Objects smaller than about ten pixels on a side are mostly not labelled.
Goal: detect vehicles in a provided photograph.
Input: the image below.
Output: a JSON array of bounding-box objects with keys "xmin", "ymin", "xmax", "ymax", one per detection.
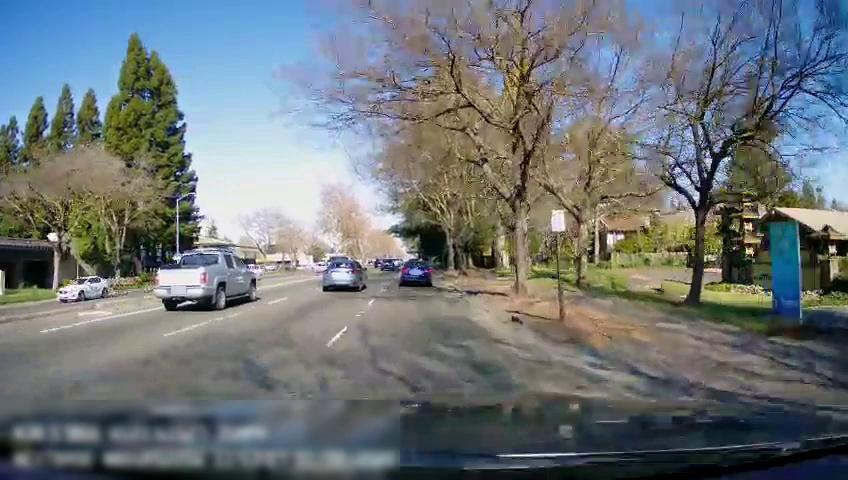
[
  {"xmin": 380, "ymin": 258, "xmax": 395, "ymax": 270},
  {"xmin": 152, "ymin": 243, "xmax": 260, "ymax": 313},
  {"xmin": 398, "ymin": 259, "xmax": 432, "ymax": 286},
  {"xmin": 392, "ymin": 258, "xmax": 400, "ymax": 266},
  {"xmin": 320, "ymin": 254, "xmax": 369, "ymax": 293},
  {"xmin": 56, "ymin": 275, "xmax": 114, "ymax": 303}
]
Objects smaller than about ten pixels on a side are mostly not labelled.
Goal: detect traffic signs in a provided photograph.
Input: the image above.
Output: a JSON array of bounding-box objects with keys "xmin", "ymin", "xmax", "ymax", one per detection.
[{"xmin": 551, "ymin": 209, "xmax": 567, "ymax": 233}]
